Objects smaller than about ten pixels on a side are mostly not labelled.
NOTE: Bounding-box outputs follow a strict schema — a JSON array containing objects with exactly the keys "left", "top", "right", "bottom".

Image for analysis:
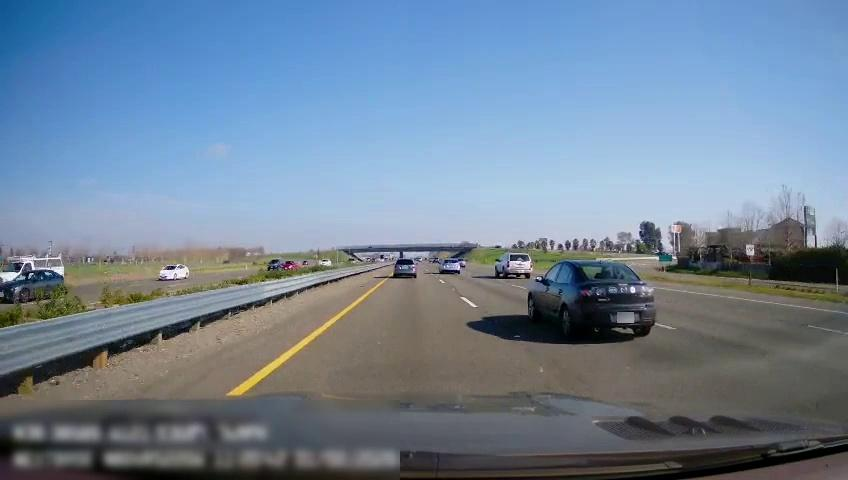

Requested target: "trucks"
[{"left": 0, "top": 255, "right": 65, "bottom": 285}]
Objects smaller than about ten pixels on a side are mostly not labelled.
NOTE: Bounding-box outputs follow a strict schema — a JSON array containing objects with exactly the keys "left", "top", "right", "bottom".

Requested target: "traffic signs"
[
  {"left": 658, "top": 254, "right": 673, "bottom": 264},
  {"left": 745, "top": 244, "right": 755, "bottom": 256}
]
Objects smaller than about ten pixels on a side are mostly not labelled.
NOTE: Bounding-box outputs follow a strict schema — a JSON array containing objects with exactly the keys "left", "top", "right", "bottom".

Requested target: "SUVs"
[
  {"left": 319, "top": 258, "right": 332, "bottom": 267},
  {"left": 494, "top": 252, "right": 533, "bottom": 279},
  {"left": 267, "top": 258, "right": 285, "bottom": 271}
]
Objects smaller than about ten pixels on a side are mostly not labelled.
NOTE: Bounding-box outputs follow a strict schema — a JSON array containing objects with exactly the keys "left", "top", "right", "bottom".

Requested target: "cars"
[
  {"left": 392, "top": 259, "right": 417, "bottom": 279},
  {"left": 279, "top": 260, "right": 302, "bottom": 272},
  {"left": 439, "top": 257, "right": 461, "bottom": 274},
  {"left": 526, "top": 259, "right": 657, "bottom": 341},
  {"left": 157, "top": 263, "right": 190, "bottom": 281},
  {"left": 0, "top": 268, "right": 66, "bottom": 304}
]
